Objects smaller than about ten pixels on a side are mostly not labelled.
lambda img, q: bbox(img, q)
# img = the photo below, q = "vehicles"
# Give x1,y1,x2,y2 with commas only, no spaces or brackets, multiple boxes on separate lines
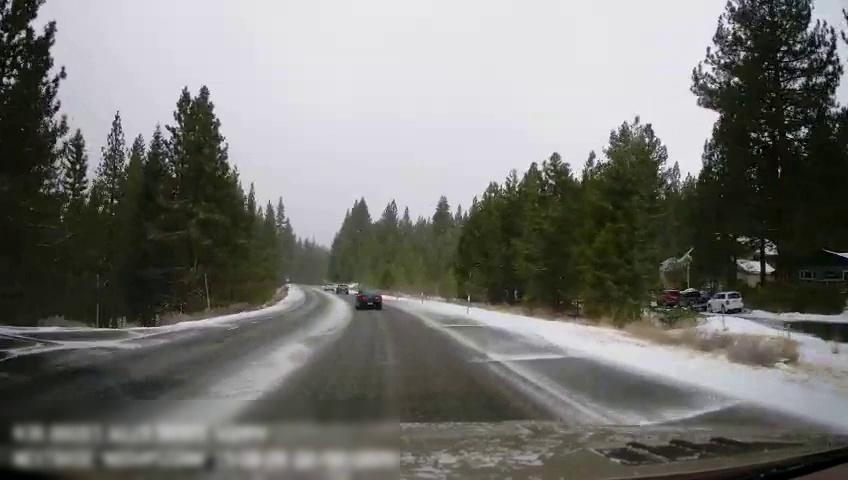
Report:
335,283,350,295
323,282,335,292
656,290,681,307
676,290,711,313
353,288,382,311
706,291,744,315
